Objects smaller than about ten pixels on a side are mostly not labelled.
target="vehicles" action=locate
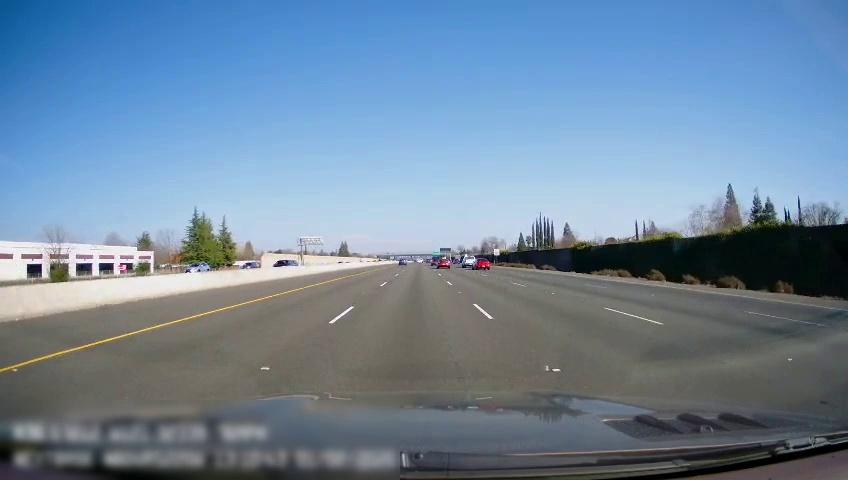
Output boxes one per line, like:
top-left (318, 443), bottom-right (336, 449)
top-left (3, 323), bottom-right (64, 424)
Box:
top-left (429, 257), bottom-right (440, 267)
top-left (240, 262), bottom-right (258, 270)
top-left (271, 259), bottom-right (300, 268)
top-left (460, 256), bottom-right (474, 269)
top-left (397, 257), bottom-right (408, 266)
top-left (185, 261), bottom-right (210, 274)
top-left (435, 257), bottom-right (451, 270)
top-left (470, 257), bottom-right (491, 271)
